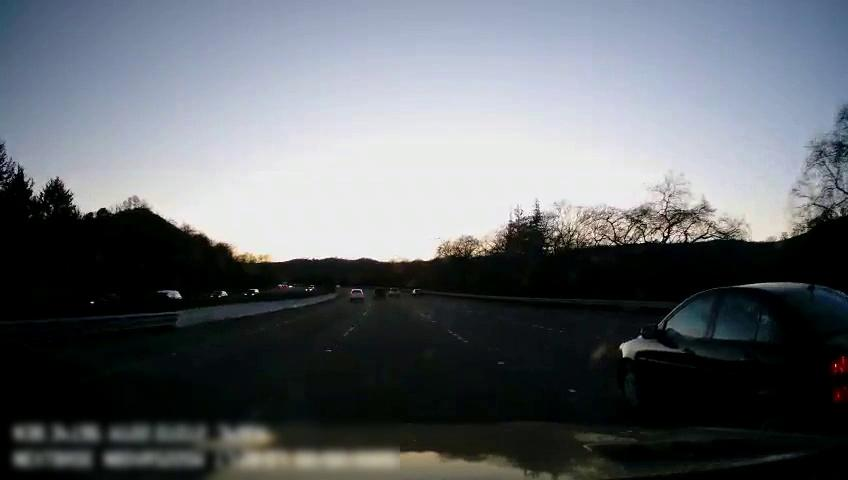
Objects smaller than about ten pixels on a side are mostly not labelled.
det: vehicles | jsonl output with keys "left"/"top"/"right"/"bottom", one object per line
{"left": 244, "top": 289, "right": 260, "bottom": 298}
{"left": 391, "top": 287, "right": 402, "bottom": 296}
{"left": 157, "top": 290, "right": 183, "bottom": 300}
{"left": 349, "top": 289, "right": 364, "bottom": 303}
{"left": 373, "top": 289, "right": 386, "bottom": 300}
{"left": 90, "top": 293, "right": 120, "bottom": 305}
{"left": 210, "top": 290, "right": 228, "bottom": 299}
{"left": 615, "top": 282, "right": 848, "bottom": 444}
